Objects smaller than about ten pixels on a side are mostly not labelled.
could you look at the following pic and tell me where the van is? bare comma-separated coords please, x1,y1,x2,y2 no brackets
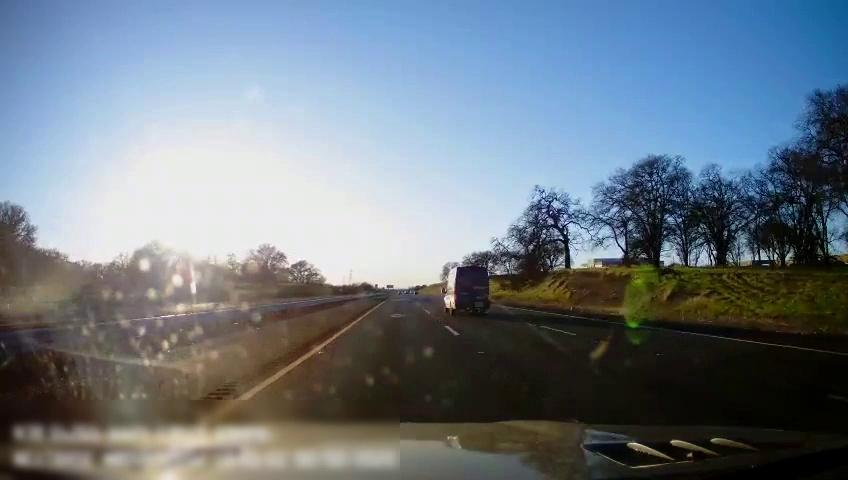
440,266,490,317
